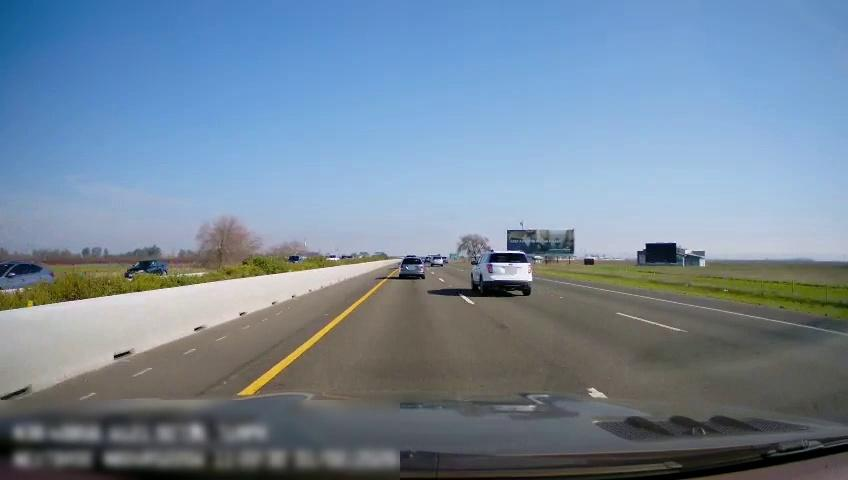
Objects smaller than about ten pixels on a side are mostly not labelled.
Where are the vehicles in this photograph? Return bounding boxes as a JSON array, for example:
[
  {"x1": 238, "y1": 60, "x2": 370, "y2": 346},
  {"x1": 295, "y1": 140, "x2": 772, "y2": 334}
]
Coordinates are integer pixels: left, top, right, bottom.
[
  {"x1": 0, "y1": 261, "x2": 56, "y2": 290},
  {"x1": 124, "y1": 259, "x2": 168, "y2": 281},
  {"x1": 288, "y1": 255, "x2": 305, "y2": 264},
  {"x1": 326, "y1": 254, "x2": 340, "y2": 261},
  {"x1": 430, "y1": 255, "x2": 444, "y2": 267},
  {"x1": 398, "y1": 256, "x2": 426, "y2": 279},
  {"x1": 470, "y1": 250, "x2": 534, "y2": 298},
  {"x1": 339, "y1": 255, "x2": 356, "y2": 260}
]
